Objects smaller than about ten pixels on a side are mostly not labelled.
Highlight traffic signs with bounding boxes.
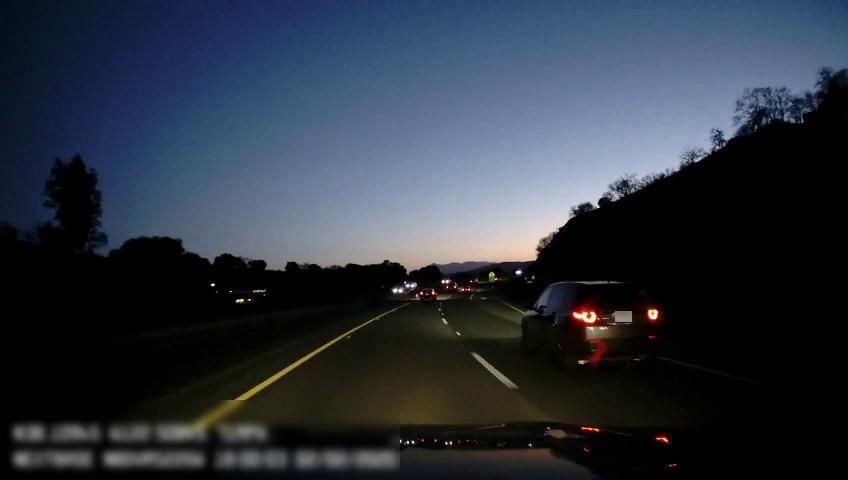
[487,270,497,281]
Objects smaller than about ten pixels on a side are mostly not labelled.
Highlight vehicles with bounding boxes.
[390,284,405,295]
[420,288,437,302]
[234,296,255,305]
[446,283,459,293]
[520,281,664,364]
[404,281,418,290]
